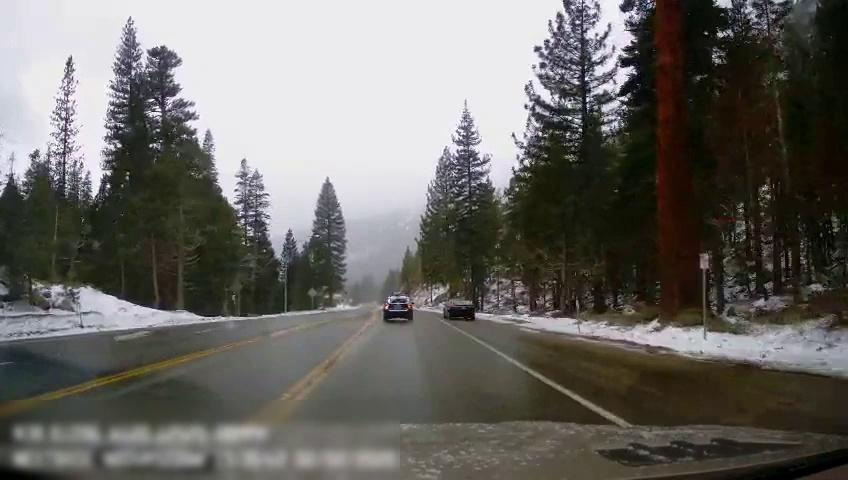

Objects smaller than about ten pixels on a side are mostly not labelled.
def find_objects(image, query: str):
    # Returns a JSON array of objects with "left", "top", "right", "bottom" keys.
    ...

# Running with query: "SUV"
[{"left": 382, "top": 291, "right": 415, "bottom": 322}]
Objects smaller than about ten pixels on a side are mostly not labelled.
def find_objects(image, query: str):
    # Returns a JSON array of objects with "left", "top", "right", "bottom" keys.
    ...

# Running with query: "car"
[{"left": 442, "top": 299, "right": 476, "bottom": 321}]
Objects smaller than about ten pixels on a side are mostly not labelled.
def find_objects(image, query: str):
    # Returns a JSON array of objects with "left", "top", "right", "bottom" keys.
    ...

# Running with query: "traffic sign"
[{"left": 698, "top": 252, "right": 710, "bottom": 270}]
